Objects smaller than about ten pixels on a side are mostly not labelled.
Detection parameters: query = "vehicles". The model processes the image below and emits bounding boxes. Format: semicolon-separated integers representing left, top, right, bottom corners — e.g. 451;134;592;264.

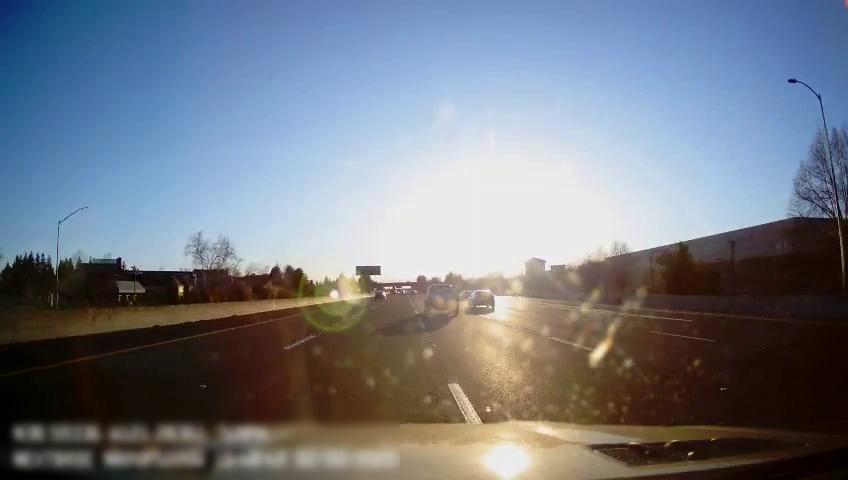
373;290;386;301
424;284;459;314
469;290;495;310
460;290;475;302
